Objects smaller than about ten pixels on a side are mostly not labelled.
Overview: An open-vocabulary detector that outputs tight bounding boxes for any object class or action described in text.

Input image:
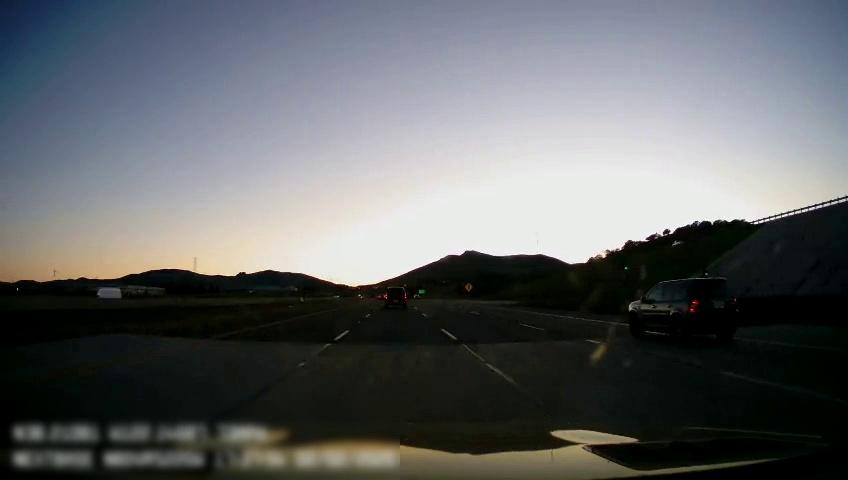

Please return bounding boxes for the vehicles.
[383,286,407,310]
[88,287,122,299]
[628,276,741,344]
